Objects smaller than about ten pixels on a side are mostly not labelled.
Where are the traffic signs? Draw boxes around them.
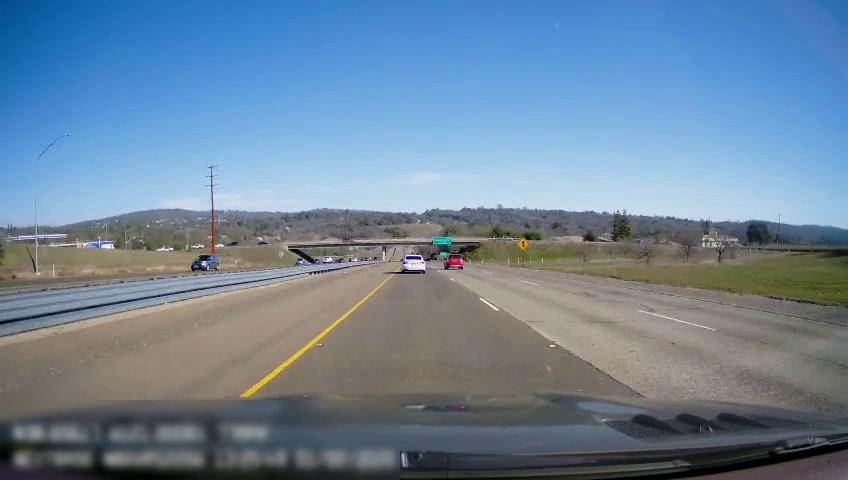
[432,236,453,246]
[517,239,529,251]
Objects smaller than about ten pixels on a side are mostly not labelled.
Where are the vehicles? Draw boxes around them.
[400,255,426,274]
[190,243,205,250]
[215,243,225,248]
[443,255,464,271]
[322,256,333,264]
[190,254,220,272]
